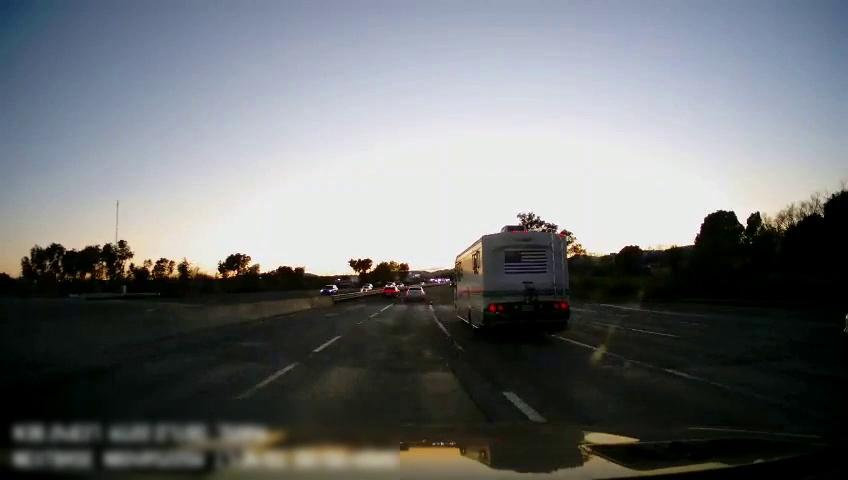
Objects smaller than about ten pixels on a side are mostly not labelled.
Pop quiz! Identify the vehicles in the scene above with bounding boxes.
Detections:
[383,286,400,297]
[839,313,848,367]
[320,285,339,296]
[453,230,571,334]
[406,285,425,302]
[360,286,372,292]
